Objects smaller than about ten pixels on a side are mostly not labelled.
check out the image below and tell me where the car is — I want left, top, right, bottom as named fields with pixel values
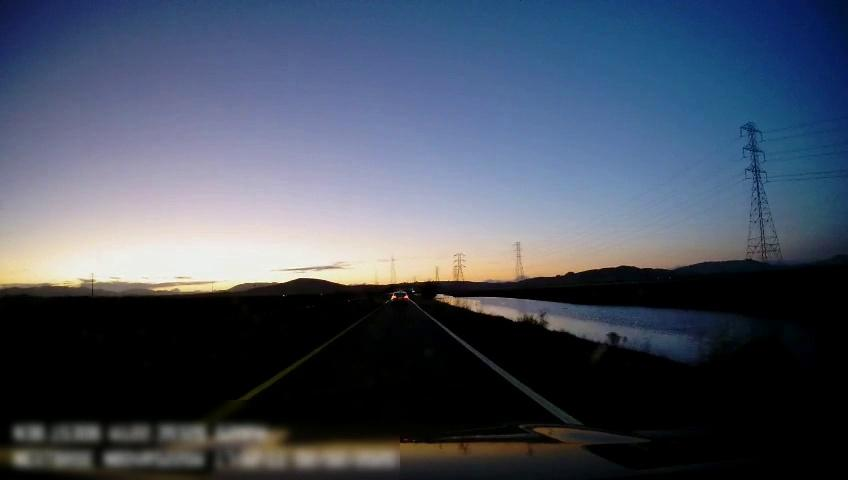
left=391, top=290, right=409, bottom=304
